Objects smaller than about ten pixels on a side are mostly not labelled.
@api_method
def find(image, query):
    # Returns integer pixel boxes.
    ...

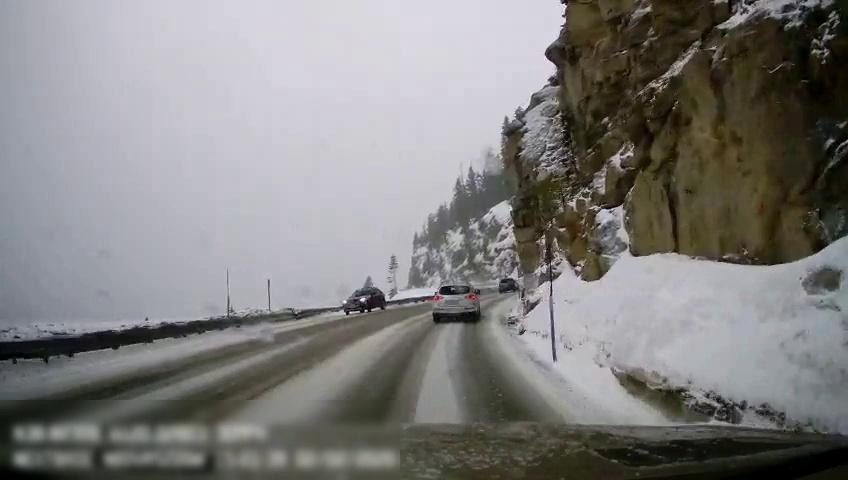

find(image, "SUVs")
[342,286,387,316]
[431,282,483,324]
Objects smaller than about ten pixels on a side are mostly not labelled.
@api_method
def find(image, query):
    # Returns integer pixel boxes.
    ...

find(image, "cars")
[498,277,518,293]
